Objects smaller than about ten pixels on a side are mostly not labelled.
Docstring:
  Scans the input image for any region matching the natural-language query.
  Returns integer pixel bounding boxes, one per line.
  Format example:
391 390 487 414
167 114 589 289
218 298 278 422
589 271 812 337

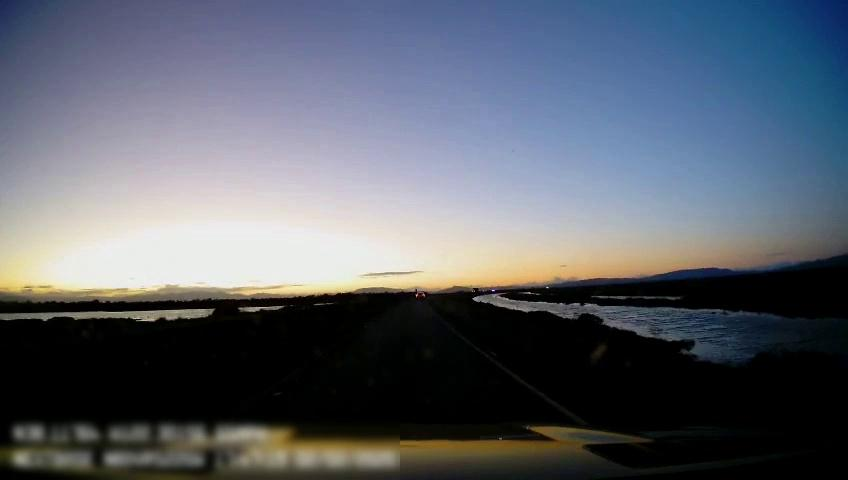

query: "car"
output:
415 292 426 300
